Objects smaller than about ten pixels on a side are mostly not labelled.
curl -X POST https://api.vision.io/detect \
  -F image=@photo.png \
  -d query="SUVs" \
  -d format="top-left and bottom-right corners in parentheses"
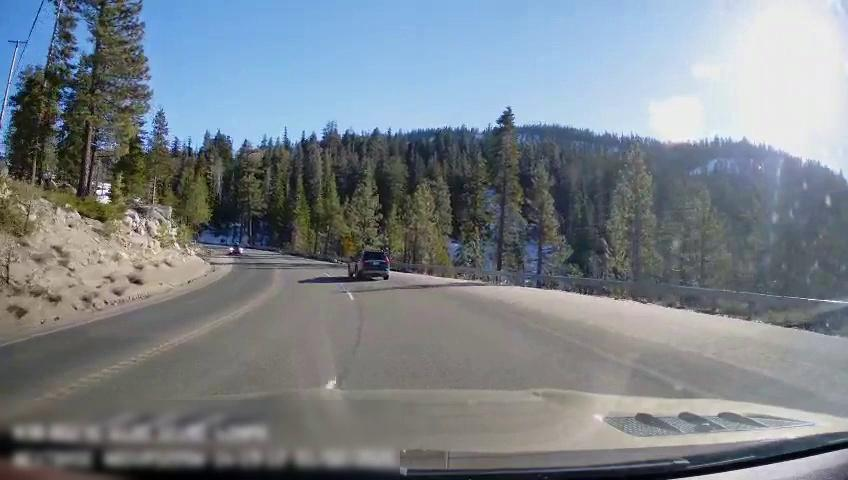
top-left (226, 244), bottom-right (244, 256)
top-left (346, 247), bottom-right (389, 280)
